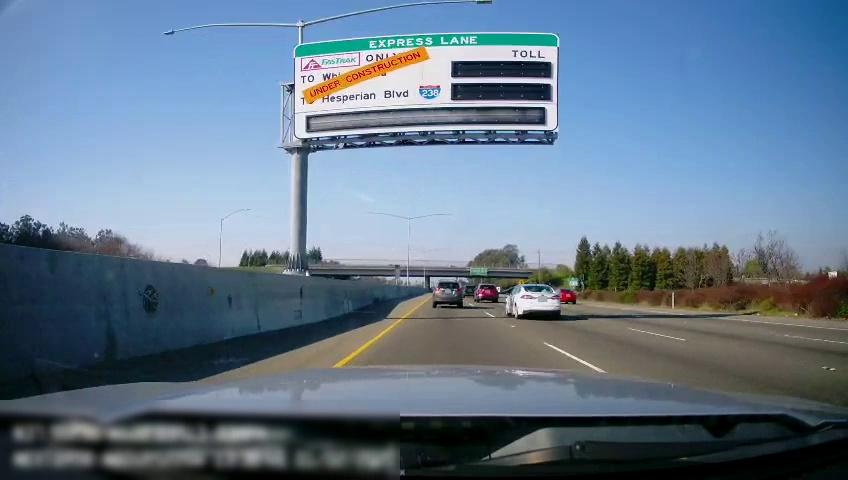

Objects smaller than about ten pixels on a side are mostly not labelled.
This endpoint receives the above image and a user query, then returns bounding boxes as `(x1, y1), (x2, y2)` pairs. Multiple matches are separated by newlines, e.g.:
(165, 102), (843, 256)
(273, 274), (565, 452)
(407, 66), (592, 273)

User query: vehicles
(828, 271), (838, 279)
(431, 278), (465, 310)
(464, 286), (477, 297)
(560, 288), (577, 305)
(505, 284), (561, 321)
(474, 284), (498, 303)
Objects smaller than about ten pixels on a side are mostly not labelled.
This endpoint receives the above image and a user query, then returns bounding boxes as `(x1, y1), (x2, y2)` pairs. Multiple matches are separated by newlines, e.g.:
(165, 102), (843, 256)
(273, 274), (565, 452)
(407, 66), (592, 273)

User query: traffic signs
(469, 266), (488, 276)
(393, 263), (402, 280)
(292, 30), (562, 142)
